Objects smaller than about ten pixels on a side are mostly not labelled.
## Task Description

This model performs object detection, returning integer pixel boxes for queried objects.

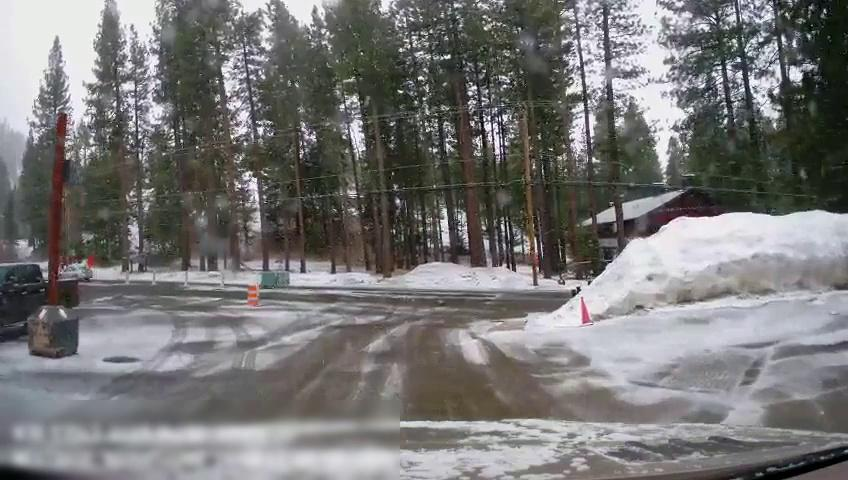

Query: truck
[0,261,80,335]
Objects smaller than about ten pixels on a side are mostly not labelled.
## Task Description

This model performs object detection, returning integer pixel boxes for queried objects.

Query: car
[58,263,94,282]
